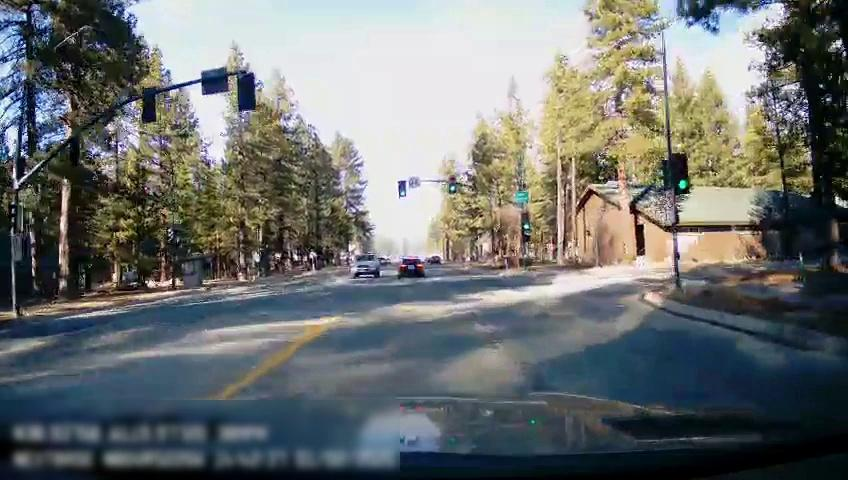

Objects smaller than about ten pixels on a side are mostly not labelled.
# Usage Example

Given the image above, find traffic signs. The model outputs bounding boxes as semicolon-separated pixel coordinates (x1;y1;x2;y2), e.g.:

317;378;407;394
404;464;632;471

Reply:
511;190;529;208
408;176;421;192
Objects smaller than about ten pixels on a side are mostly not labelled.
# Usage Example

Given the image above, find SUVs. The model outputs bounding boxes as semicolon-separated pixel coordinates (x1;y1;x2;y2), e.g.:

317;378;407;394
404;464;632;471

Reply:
351;254;382;280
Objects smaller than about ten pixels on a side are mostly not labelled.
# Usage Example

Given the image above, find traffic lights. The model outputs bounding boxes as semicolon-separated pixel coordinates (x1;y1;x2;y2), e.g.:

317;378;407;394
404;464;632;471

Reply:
398;179;408;199
522;222;532;238
139;87;157;124
447;175;457;195
237;73;258;113
69;141;81;168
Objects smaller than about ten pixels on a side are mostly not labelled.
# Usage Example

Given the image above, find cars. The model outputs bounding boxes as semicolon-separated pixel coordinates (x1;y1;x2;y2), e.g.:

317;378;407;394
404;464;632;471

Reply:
398;258;425;278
